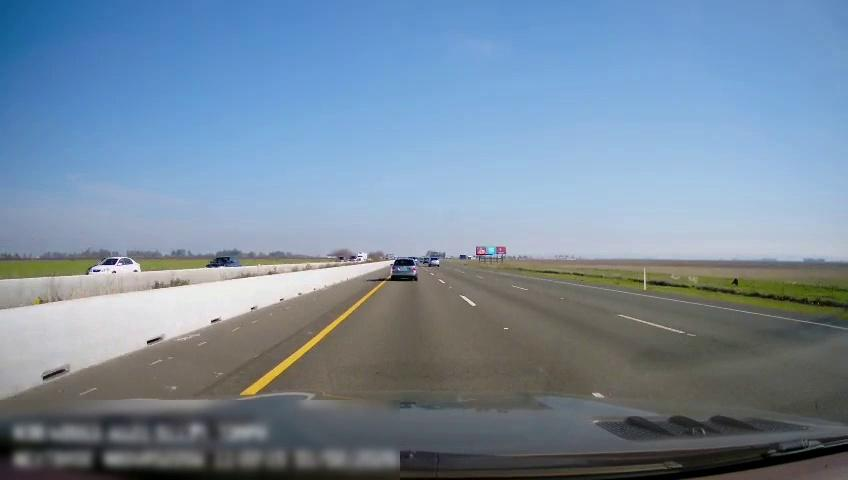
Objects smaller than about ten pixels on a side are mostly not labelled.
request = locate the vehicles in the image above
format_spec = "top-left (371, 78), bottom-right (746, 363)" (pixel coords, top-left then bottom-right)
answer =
top-left (334, 256), bottom-right (348, 263)
top-left (347, 255), bottom-right (358, 262)
top-left (204, 255), bottom-right (243, 269)
top-left (389, 257), bottom-right (418, 281)
top-left (88, 256), bottom-right (142, 276)
top-left (427, 256), bottom-right (440, 268)
top-left (355, 252), bottom-right (368, 262)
